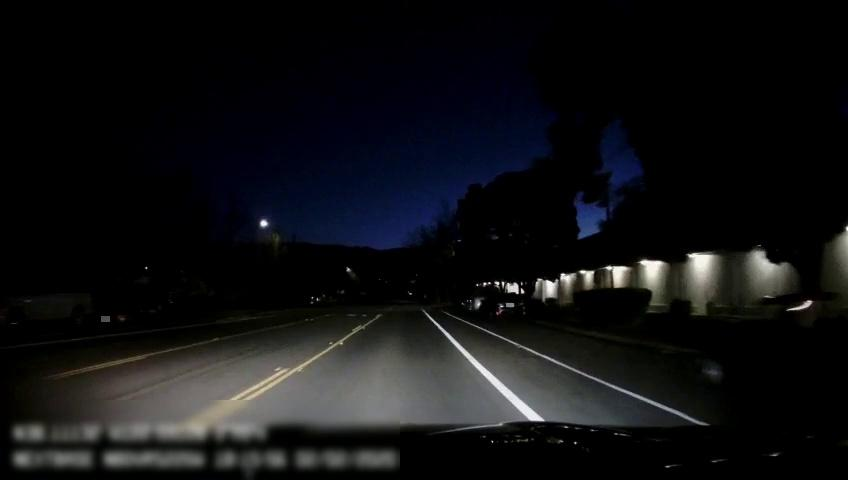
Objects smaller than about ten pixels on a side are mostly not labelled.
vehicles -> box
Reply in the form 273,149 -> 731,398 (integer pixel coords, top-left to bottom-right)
477,293 -> 527,322
463,285 -> 501,317
0,275 -> 97,337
